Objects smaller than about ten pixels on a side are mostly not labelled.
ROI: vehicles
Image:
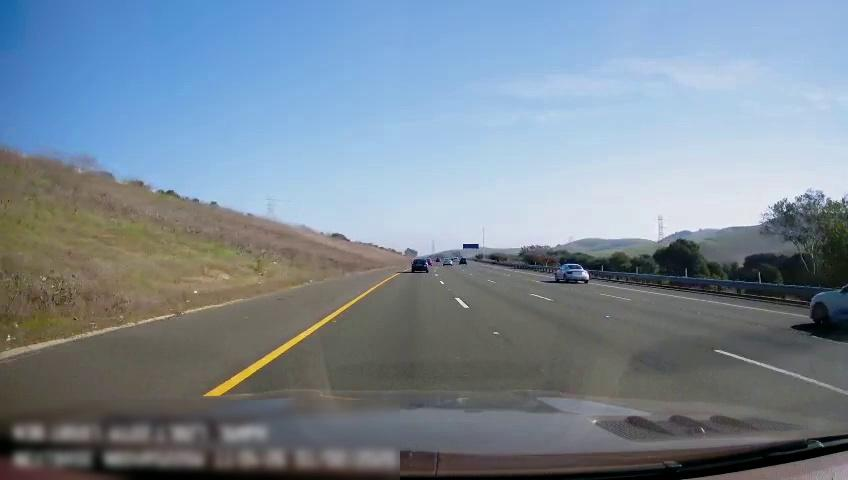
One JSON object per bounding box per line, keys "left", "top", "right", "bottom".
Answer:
{"left": 411, "top": 258, "right": 429, "bottom": 273}
{"left": 808, "top": 283, "right": 848, "bottom": 329}
{"left": 442, "top": 258, "right": 453, "bottom": 267}
{"left": 554, "top": 263, "right": 590, "bottom": 284}
{"left": 424, "top": 258, "right": 433, "bottom": 266}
